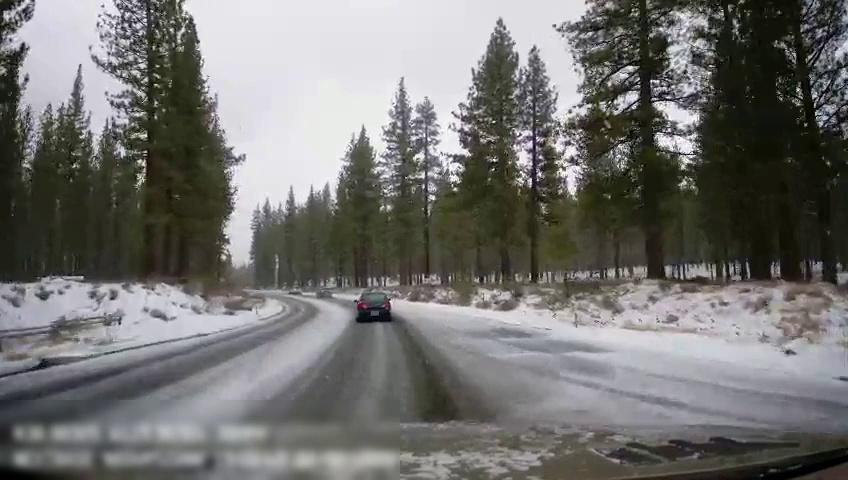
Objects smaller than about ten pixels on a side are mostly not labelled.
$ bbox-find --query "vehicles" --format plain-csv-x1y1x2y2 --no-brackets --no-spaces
353,292,392,322
316,286,333,299
287,285,302,295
